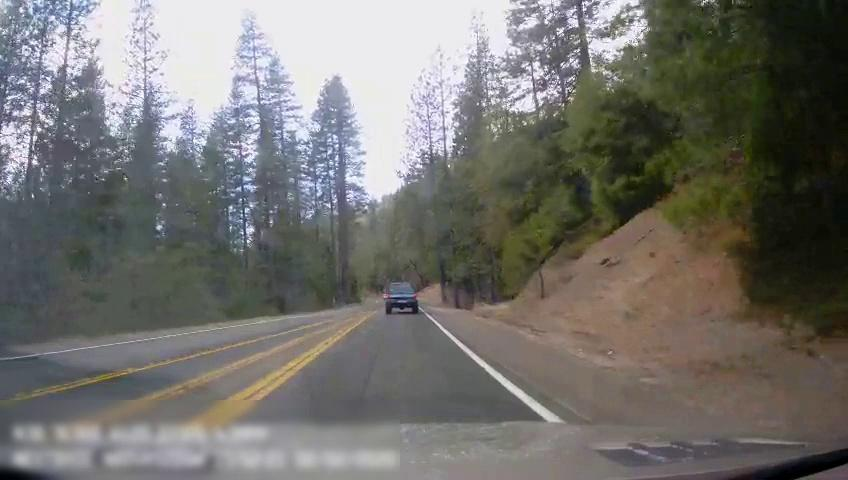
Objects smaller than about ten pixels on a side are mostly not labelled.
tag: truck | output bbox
[384,281,418,315]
